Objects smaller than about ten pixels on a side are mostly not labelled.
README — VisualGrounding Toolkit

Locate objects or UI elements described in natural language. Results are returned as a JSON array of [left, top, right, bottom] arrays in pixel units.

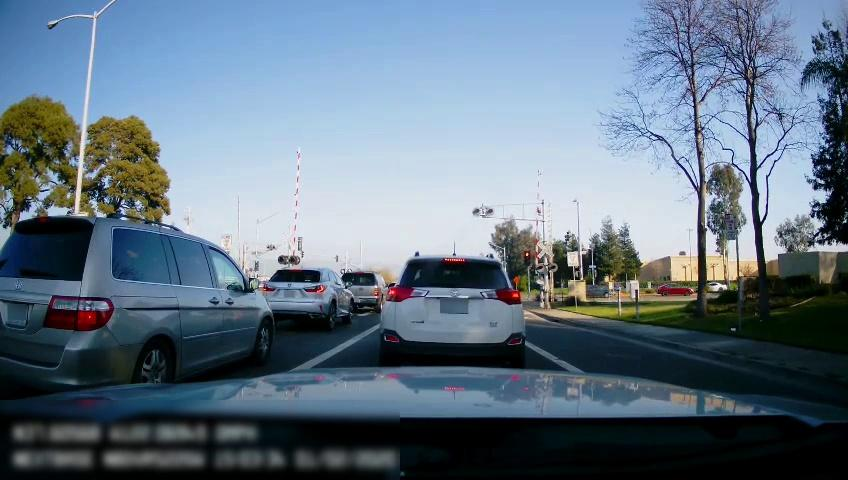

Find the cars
[[707, 282, 729, 294], [585, 287, 609, 298], [655, 284, 696, 296]]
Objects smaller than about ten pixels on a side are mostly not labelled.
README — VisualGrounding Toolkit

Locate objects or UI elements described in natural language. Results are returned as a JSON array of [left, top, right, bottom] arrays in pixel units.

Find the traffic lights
[[564, 231, 570, 245], [277, 255, 290, 265], [297, 236, 303, 252], [523, 250, 531, 265], [289, 254, 301, 265]]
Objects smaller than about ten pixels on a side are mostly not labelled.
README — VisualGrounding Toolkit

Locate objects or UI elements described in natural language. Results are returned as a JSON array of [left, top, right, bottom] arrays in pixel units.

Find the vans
[[0, 212, 277, 394]]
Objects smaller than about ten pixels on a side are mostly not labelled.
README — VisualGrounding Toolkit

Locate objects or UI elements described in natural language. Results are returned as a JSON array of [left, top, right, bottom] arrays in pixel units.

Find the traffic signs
[[567, 251, 579, 267], [537, 240, 553, 259], [70, 211, 89, 218]]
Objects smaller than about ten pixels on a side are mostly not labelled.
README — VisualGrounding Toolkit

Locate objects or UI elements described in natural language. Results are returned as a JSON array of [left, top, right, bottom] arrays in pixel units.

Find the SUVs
[[380, 250, 525, 364], [261, 266, 354, 330], [339, 270, 387, 313]]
